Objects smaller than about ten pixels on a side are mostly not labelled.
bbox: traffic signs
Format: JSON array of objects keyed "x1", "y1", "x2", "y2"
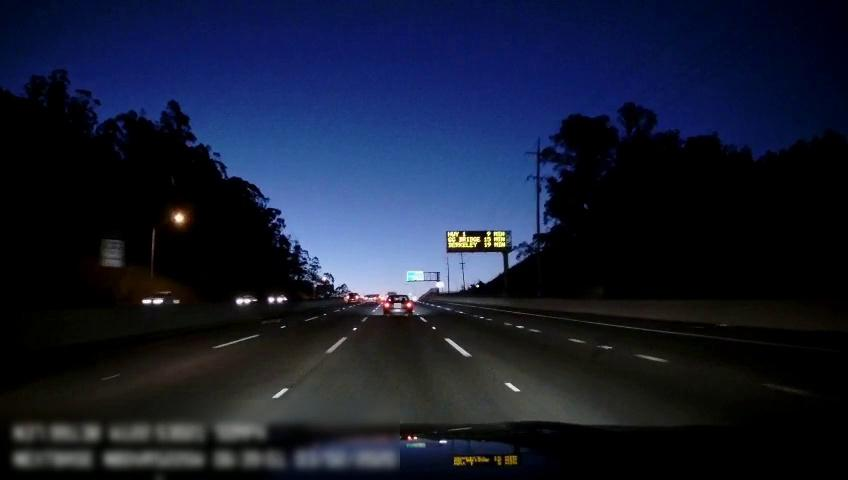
[
  {"x1": 406, "y1": 271, "x2": 424, "y2": 282},
  {"x1": 100, "y1": 238, "x2": 126, "y2": 267}
]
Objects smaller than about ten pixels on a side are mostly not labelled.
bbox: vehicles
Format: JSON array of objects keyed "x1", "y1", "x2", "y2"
[
  {"x1": 141, "y1": 293, "x2": 181, "y2": 306},
  {"x1": 364, "y1": 294, "x2": 378, "y2": 305},
  {"x1": 236, "y1": 295, "x2": 258, "y2": 305},
  {"x1": 268, "y1": 294, "x2": 288, "y2": 305},
  {"x1": 383, "y1": 294, "x2": 413, "y2": 319},
  {"x1": 346, "y1": 292, "x2": 360, "y2": 304}
]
